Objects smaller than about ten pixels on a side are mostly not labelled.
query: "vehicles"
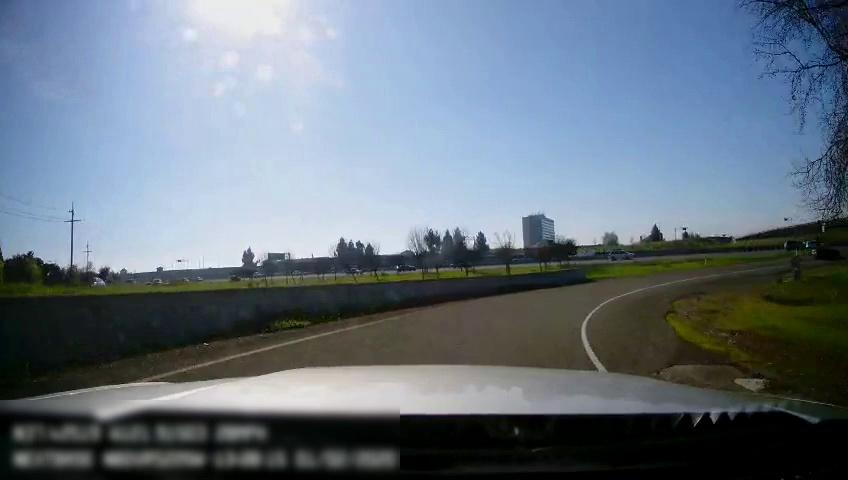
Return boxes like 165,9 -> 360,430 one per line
811,243 -> 841,258
608,250 -> 633,262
